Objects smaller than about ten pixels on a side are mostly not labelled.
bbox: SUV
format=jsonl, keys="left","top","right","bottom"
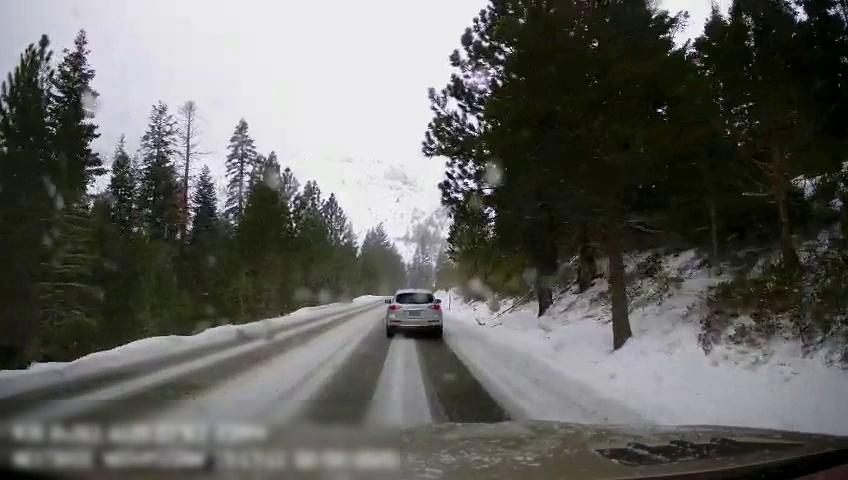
{"left": 384, "top": 289, "right": 444, "bottom": 339}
